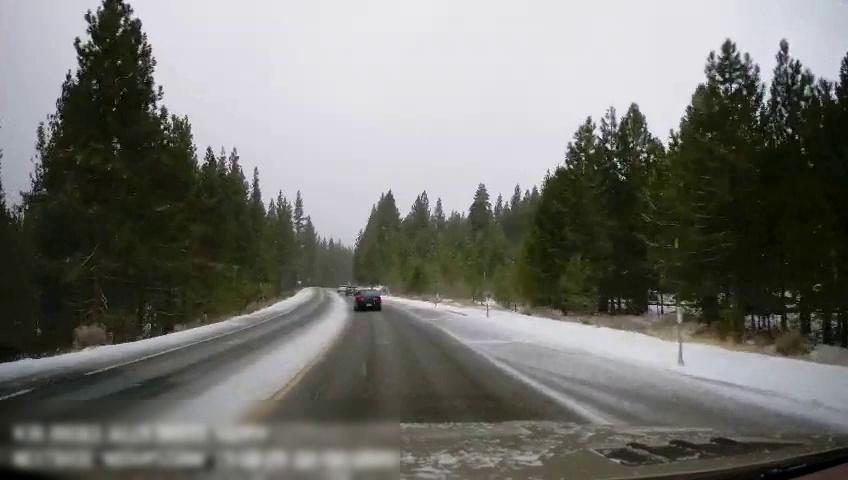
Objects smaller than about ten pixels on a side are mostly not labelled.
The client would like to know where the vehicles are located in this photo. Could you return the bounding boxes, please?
[353,289,382,312]
[344,285,358,297]
[336,284,347,294]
